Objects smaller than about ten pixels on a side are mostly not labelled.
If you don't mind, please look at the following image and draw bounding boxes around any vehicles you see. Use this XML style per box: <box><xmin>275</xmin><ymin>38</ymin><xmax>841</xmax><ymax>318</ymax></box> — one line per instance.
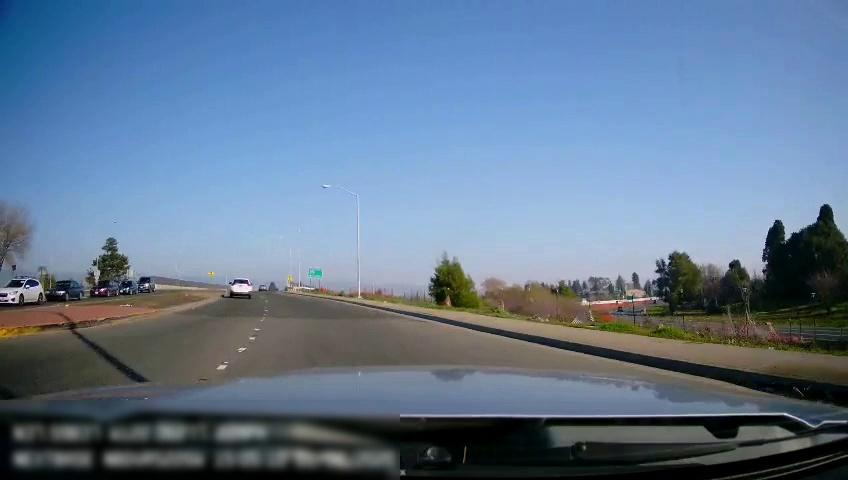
<box><xmin>617</xmin><ymin>306</ymin><xmax>625</xmax><ymax>312</ymax></box>
<box><xmin>119</xmin><ymin>280</ymin><xmax>138</xmax><ymax>295</ymax></box>
<box><xmin>46</xmin><ymin>280</ymin><xmax>85</xmax><ymax>302</ymax></box>
<box><xmin>137</xmin><ymin>276</ymin><xmax>156</xmax><ymax>294</ymax></box>
<box><xmin>0</xmin><ymin>278</ymin><xmax>45</xmax><ymax>307</ymax></box>
<box><xmin>228</xmin><ymin>277</ymin><xmax>253</xmax><ymax>300</ymax></box>
<box><xmin>89</xmin><ymin>279</ymin><xmax>121</xmax><ymax>299</ymax></box>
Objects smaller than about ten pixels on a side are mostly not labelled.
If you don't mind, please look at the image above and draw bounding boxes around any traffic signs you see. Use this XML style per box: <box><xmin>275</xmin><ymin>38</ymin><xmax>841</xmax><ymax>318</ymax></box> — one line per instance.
<box><xmin>305</xmin><ymin>269</ymin><xmax>324</xmax><ymax>279</ymax></box>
